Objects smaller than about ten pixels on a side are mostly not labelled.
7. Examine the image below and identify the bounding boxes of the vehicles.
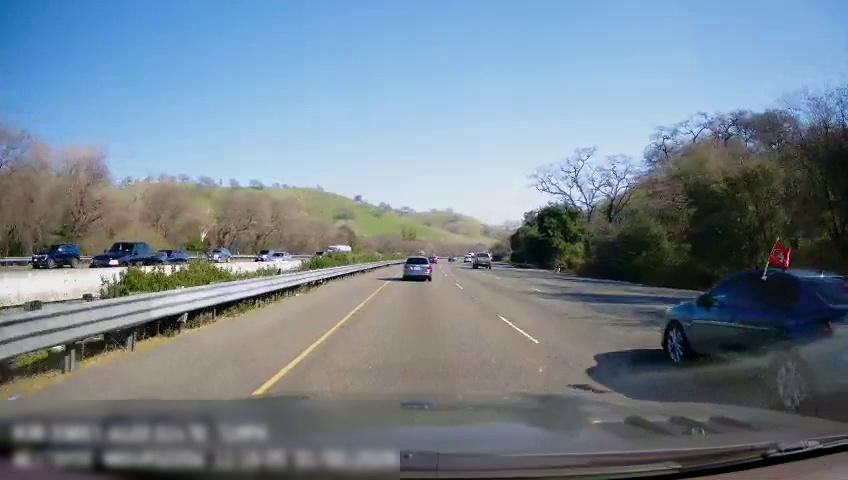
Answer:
[403,256,433,282]
[265,251,293,263]
[142,249,188,266]
[88,240,154,269]
[30,242,82,270]
[254,248,276,263]
[472,252,492,270]
[313,251,328,260]
[659,265,848,422]
[206,248,232,264]
[326,244,352,253]
[427,255,438,265]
